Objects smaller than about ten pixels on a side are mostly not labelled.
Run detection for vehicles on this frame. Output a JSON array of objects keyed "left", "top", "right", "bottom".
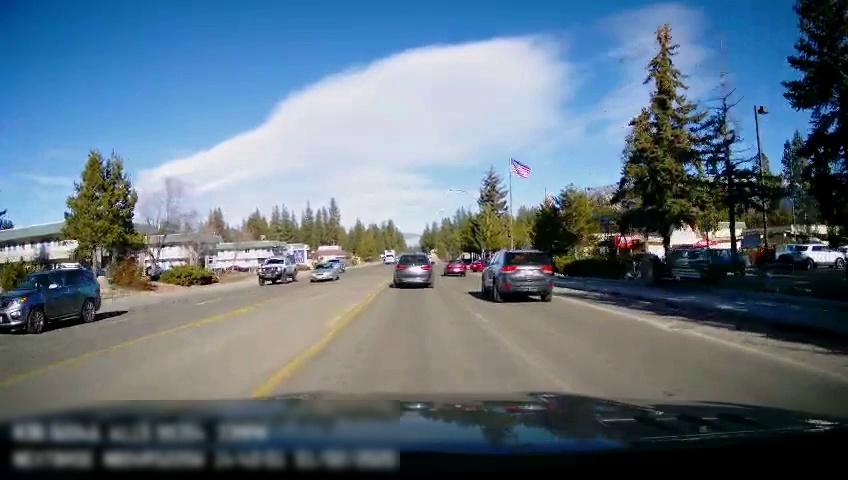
[
  {"left": 311, "top": 262, "right": 339, "bottom": 282},
  {"left": 393, "top": 253, "right": 435, "bottom": 289},
  {"left": 482, "top": 251, "right": 554, "bottom": 304},
  {"left": 256, "top": 257, "right": 297, "bottom": 286},
  {"left": 446, "top": 259, "right": 466, "bottom": 277},
  {"left": 383, "top": 254, "right": 395, "bottom": 265},
  {"left": 793, "top": 243, "right": 846, "bottom": 272},
  {"left": 0, "top": 268, "right": 102, "bottom": 335}
]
